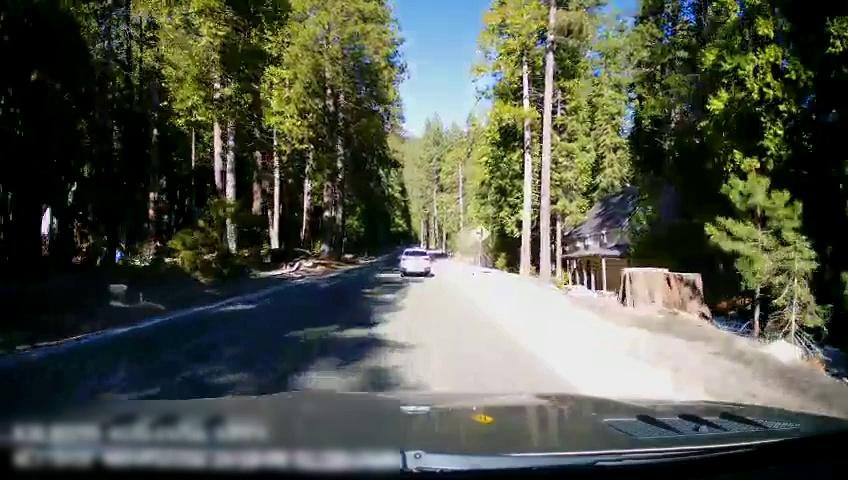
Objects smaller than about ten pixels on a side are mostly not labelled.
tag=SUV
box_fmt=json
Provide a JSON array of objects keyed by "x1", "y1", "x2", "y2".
[{"x1": 399, "y1": 247, "x2": 432, "y2": 277}]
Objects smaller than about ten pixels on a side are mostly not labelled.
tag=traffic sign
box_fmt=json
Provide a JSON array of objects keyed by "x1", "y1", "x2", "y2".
[{"x1": 473, "y1": 224, "x2": 490, "y2": 241}]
